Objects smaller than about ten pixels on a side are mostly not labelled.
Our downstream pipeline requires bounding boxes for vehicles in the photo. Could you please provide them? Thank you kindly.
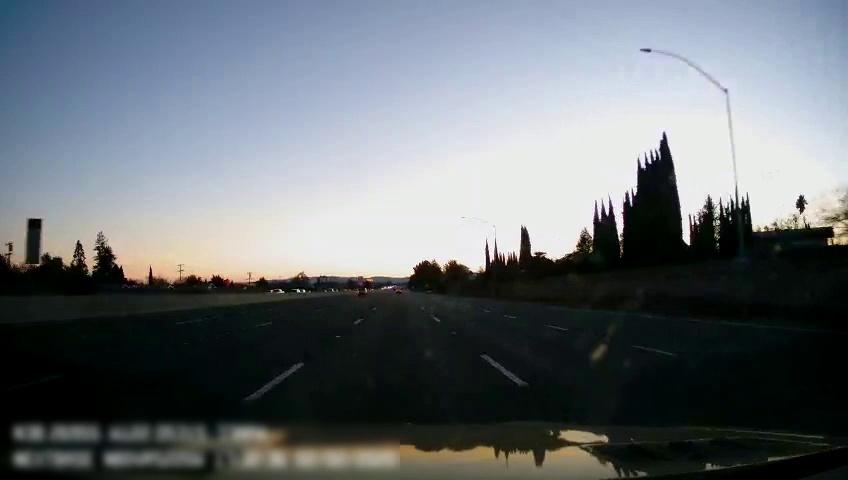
[290,289,301,295]
[270,289,285,295]
[357,287,368,296]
